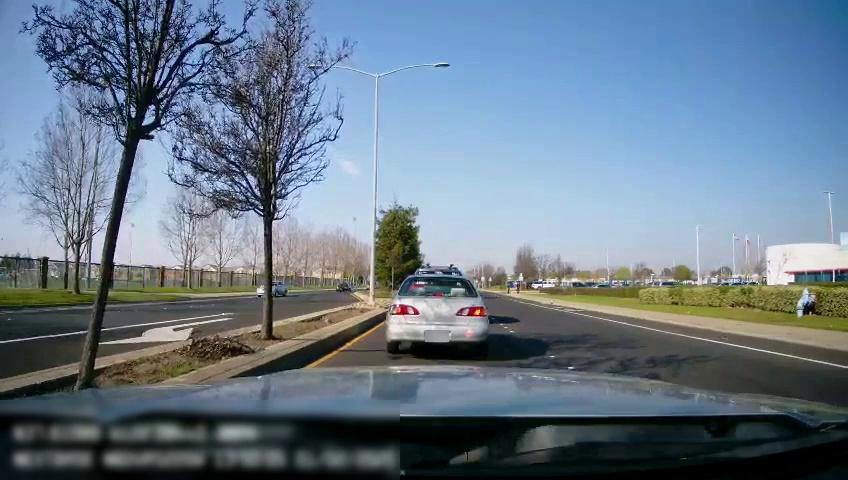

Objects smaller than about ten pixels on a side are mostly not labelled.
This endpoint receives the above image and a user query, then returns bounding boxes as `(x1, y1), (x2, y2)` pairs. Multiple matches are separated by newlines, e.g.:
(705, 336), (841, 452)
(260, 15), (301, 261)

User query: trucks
(530, 278), (555, 290)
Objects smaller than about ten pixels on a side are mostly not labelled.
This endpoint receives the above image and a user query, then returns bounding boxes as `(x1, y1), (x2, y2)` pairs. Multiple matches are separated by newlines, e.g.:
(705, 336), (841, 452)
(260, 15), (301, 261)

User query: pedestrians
(507, 280), (511, 295)
(516, 280), (521, 293)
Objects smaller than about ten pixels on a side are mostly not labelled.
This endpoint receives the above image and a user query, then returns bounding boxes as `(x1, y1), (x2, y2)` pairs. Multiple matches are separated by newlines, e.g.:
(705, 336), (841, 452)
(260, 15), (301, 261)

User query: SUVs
(418, 263), (464, 279)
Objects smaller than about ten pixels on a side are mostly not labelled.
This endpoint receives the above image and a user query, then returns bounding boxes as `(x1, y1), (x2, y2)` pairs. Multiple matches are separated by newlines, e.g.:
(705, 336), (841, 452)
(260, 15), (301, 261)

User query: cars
(384, 274), (489, 358)
(335, 283), (351, 292)
(256, 280), (289, 298)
